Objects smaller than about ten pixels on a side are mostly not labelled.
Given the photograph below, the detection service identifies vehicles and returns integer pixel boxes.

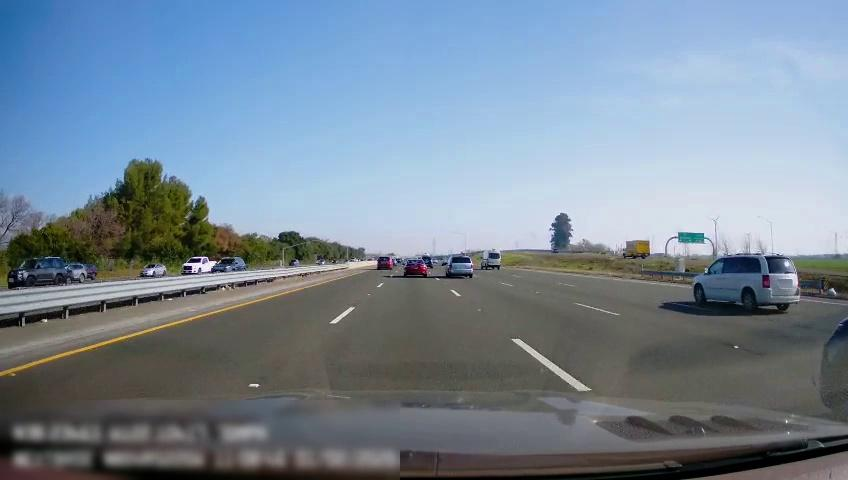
[622,239,650,260]
[377,256,395,271]
[480,248,502,271]
[63,261,88,283]
[211,256,248,274]
[181,255,219,275]
[402,259,429,279]
[692,252,801,312]
[5,256,73,290]
[445,255,473,279]
[816,317,848,414]
[422,256,433,268]
[289,258,301,267]
[139,262,168,278]
[81,262,99,282]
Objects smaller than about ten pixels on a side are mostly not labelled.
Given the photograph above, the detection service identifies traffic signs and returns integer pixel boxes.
[677,231,705,244]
